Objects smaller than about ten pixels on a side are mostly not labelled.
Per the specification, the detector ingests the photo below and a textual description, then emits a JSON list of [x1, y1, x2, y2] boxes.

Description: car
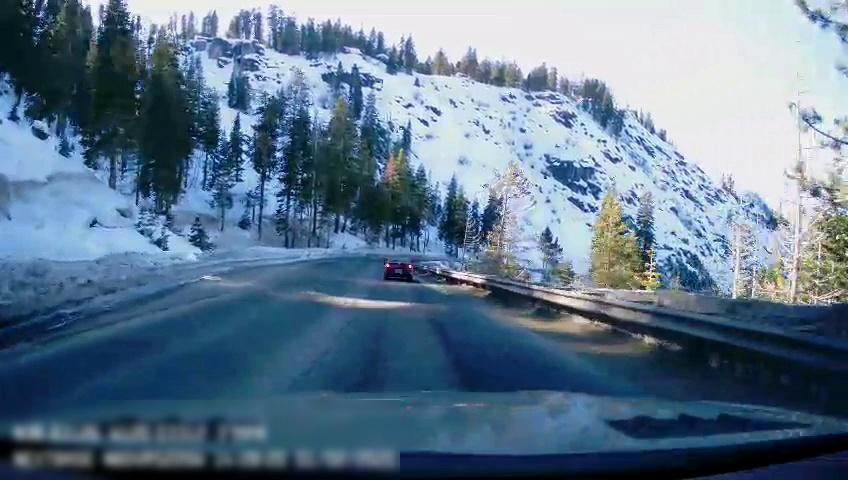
[[383, 256, 417, 282]]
